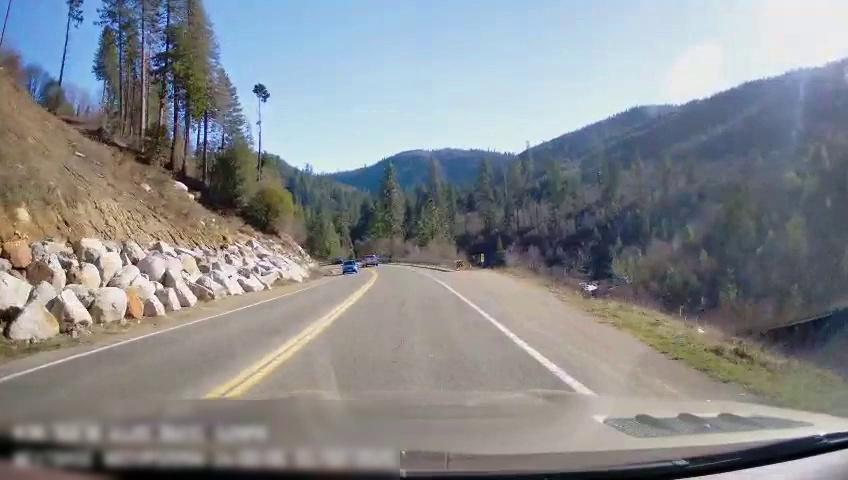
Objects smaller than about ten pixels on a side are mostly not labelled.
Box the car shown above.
[340,263,356,274]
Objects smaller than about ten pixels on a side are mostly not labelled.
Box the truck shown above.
[362,255,379,268]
